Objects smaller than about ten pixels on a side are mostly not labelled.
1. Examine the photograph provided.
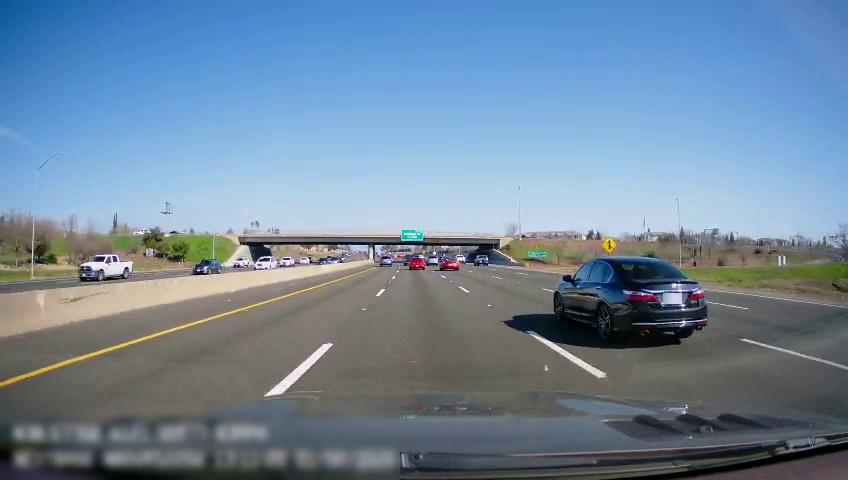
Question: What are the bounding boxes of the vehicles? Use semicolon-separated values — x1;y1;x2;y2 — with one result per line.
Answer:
191;259;222;277
317;258;328;265
455;255;466;265
553;256;709;343
78;254;132;283
426;255;439;266
132;228;151;235
253;256;278;272
380;255;394;267
232;257;249;268
439;256;460;271
403;255;413;267
279;256;295;268
409;257;427;271
473;254;490;266
299;257;310;265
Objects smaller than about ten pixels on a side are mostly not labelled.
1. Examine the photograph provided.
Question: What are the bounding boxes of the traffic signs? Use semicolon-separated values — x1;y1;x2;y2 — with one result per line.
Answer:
602;238;617;253
401;229;425;243
526;250;549;258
